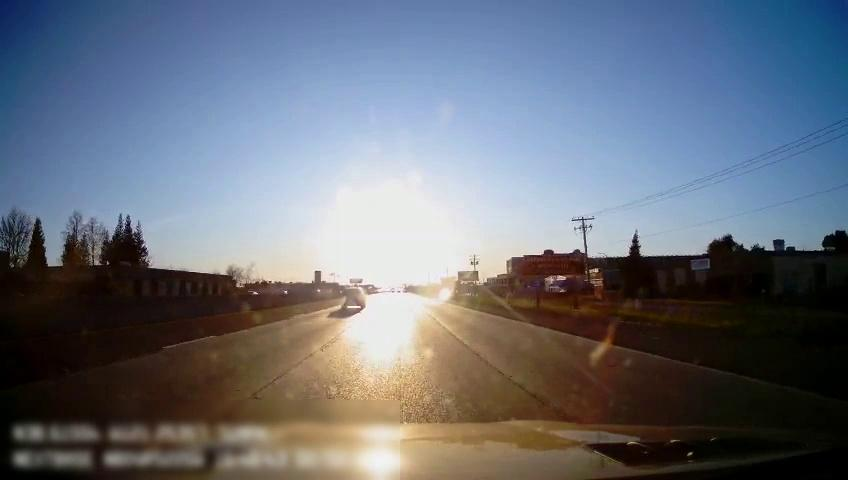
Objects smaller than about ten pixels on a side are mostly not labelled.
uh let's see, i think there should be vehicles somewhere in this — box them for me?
[341,287,366,310]
[242,291,259,298]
